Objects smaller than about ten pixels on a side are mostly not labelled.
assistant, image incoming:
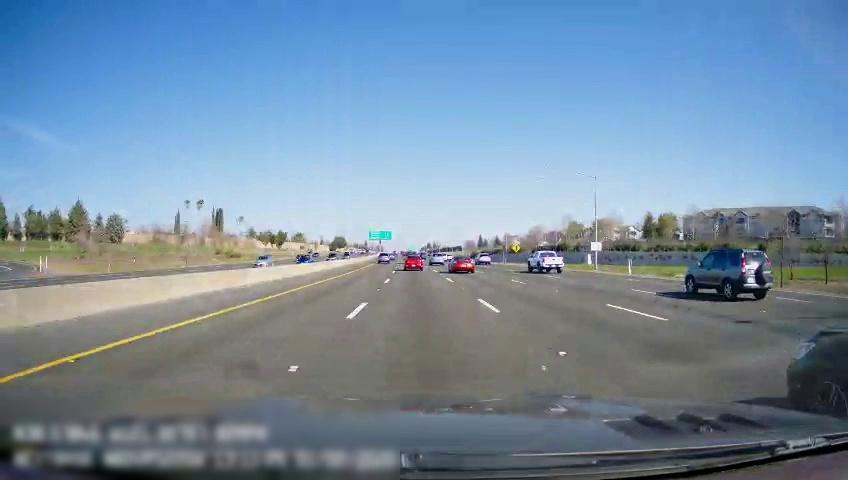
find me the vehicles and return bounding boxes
[683,248,774,300]
[297,255,314,264]
[475,252,492,265]
[255,254,274,268]
[447,254,477,273]
[403,254,425,271]
[378,252,392,264]
[428,252,445,265]
[526,250,565,274]
[326,251,340,261]
[785,327,848,422]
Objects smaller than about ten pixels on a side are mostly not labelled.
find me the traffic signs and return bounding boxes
[511,243,521,254]
[368,231,393,241]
